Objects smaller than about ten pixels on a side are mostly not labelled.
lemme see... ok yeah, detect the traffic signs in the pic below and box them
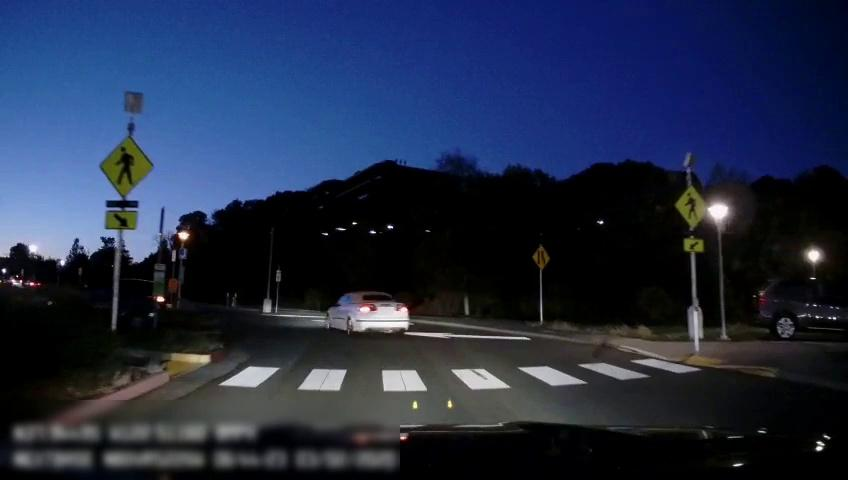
[167,279,177,293]
[98,135,155,199]
[683,238,705,253]
[104,210,138,230]
[531,246,551,270]
[674,185,707,228]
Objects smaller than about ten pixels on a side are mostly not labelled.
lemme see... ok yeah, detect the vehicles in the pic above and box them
[0,273,24,287]
[324,290,411,337]
[47,287,174,331]
[745,279,848,342]
[23,278,42,288]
